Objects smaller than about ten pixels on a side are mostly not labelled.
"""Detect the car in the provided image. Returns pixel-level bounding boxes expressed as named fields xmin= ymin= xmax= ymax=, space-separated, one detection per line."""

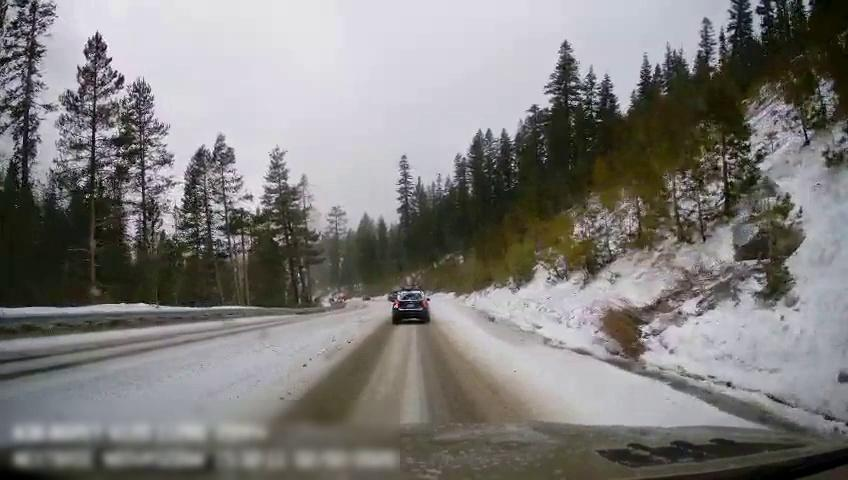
xmin=392 ymin=286 xmax=431 ymax=324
